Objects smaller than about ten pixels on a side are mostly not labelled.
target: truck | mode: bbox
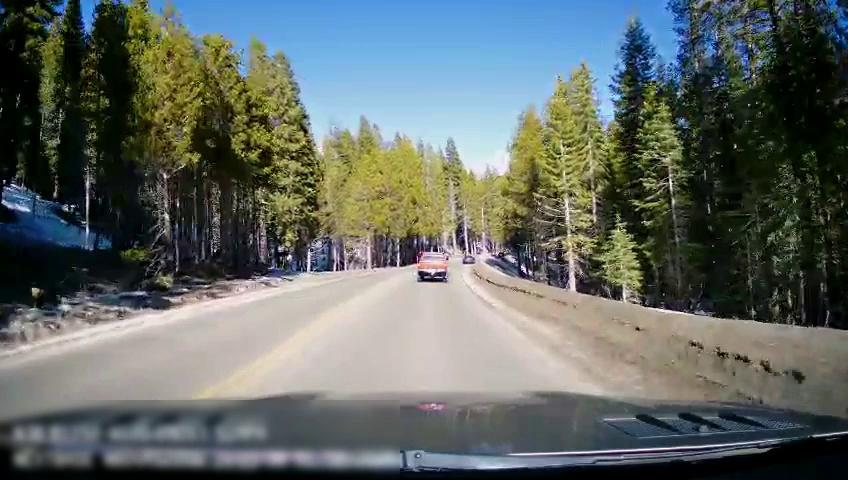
[416,250,450,282]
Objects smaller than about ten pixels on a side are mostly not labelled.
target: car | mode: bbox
[462,255,476,265]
